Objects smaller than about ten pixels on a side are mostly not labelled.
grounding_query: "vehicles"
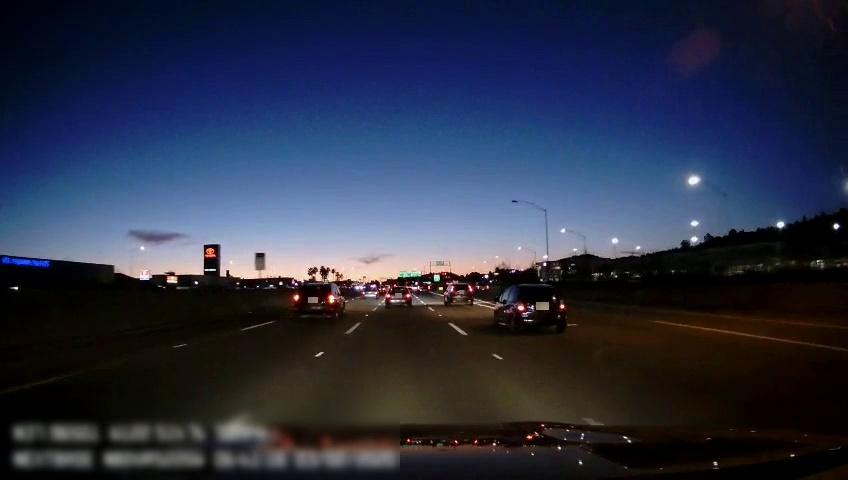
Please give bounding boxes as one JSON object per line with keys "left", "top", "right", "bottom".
{"left": 492, "top": 283, "right": 567, "bottom": 333}
{"left": 361, "top": 286, "right": 381, "bottom": 301}
{"left": 409, "top": 283, "right": 422, "bottom": 295}
{"left": 290, "top": 282, "right": 349, "bottom": 324}
{"left": 385, "top": 286, "right": 413, "bottom": 309}
{"left": 444, "top": 283, "right": 474, "bottom": 306}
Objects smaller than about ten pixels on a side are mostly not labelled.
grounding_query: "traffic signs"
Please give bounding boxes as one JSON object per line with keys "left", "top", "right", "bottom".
{"left": 399, "top": 270, "right": 421, "bottom": 278}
